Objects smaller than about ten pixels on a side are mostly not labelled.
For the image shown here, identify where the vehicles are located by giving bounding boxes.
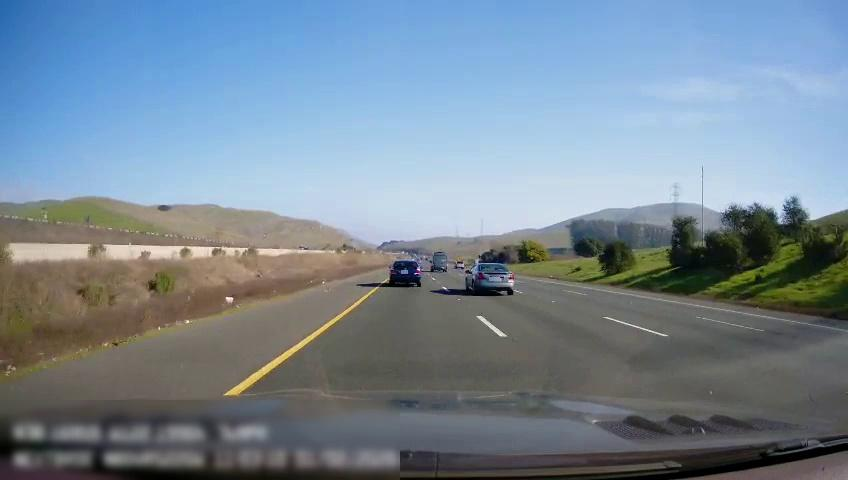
[389,259,423,287]
[455,259,465,269]
[429,251,447,273]
[463,262,516,296]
